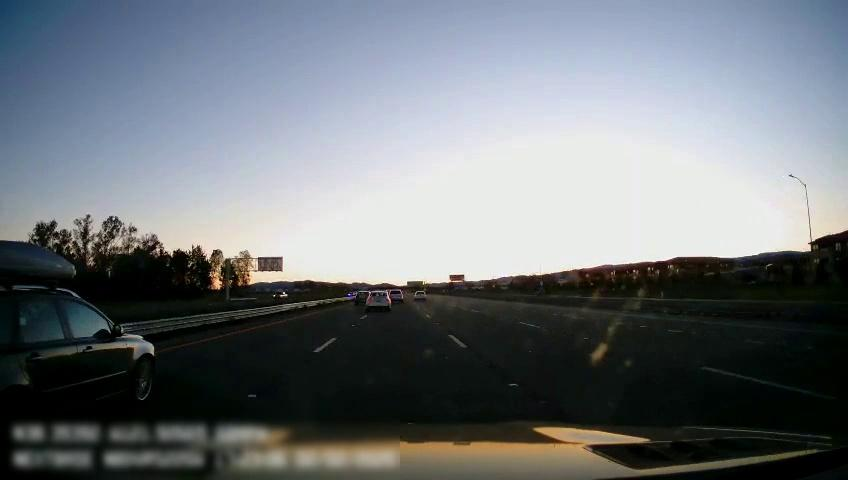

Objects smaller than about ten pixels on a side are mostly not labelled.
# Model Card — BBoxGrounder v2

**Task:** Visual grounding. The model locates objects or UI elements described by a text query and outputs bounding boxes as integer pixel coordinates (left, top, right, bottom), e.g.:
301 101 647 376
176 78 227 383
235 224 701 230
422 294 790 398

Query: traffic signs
407 281 423 287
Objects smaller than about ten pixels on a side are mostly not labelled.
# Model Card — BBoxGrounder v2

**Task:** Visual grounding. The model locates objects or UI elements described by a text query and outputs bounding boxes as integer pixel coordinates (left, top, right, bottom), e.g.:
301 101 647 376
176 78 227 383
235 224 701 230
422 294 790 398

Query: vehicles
354 290 371 306
272 291 288 299
0 282 156 458
414 291 428 302
388 289 404 305
366 293 392 313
